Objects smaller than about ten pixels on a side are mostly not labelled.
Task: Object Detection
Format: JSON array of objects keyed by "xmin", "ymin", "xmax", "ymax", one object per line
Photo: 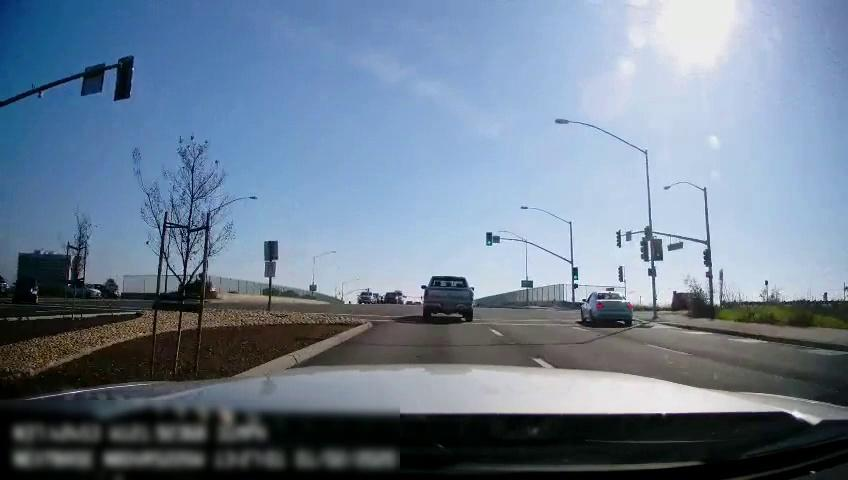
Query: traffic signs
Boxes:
[
  {"xmin": 625, "ymin": 231, "xmax": 632, "ymax": 242},
  {"xmin": 667, "ymin": 240, "xmax": 684, "ymax": 252},
  {"xmin": 520, "ymin": 280, "xmax": 534, "ymax": 288}
]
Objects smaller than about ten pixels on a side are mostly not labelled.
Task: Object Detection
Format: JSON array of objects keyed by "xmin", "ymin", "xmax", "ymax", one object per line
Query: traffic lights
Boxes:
[
  {"xmin": 486, "ymin": 231, "xmax": 493, "ymax": 247},
  {"xmin": 615, "ymin": 229, "xmax": 622, "ymax": 248},
  {"xmin": 702, "ymin": 249, "xmax": 712, "ymax": 268},
  {"xmin": 640, "ymin": 237, "xmax": 649, "ymax": 260},
  {"xmin": 643, "ymin": 225, "xmax": 652, "ymax": 243},
  {"xmin": 617, "ymin": 265, "xmax": 624, "ymax": 282},
  {"xmin": 651, "ymin": 238, "xmax": 664, "ymax": 261},
  {"xmin": 114, "ymin": 55, "xmax": 134, "ymax": 101},
  {"xmin": 572, "ymin": 267, "xmax": 579, "ymax": 281}
]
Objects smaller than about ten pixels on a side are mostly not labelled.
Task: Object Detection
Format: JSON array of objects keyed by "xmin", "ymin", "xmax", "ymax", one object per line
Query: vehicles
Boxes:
[
  {"xmin": 374, "ymin": 293, "xmax": 381, "ymax": 304},
  {"xmin": 383, "ymin": 292, "xmax": 398, "ymax": 304},
  {"xmin": 580, "ymin": 291, "xmax": 634, "ymax": 328},
  {"xmin": 63, "ymin": 283, "xmax": 102, "ymax": 300},
  {"xmin": 671, "ymin": 293, "xmax": 690, "ymax": 311},
  {"xmin": 357, "ymin": 291, "xmax": 377, "ymax": 305},
  {"xmin": 395, "ymin": 291, "xmax": 405, "ymax": 305},
  {"xmin": 85, "ymin": 283, "xmax": 121, "ymax": 299},
  {"xmin": 420, "ymin": 275, "xmax": 475, "ymax": 323},
  {"xmin": 0, "ymin": 275, "xmax": 8, "ymax": 295}
]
